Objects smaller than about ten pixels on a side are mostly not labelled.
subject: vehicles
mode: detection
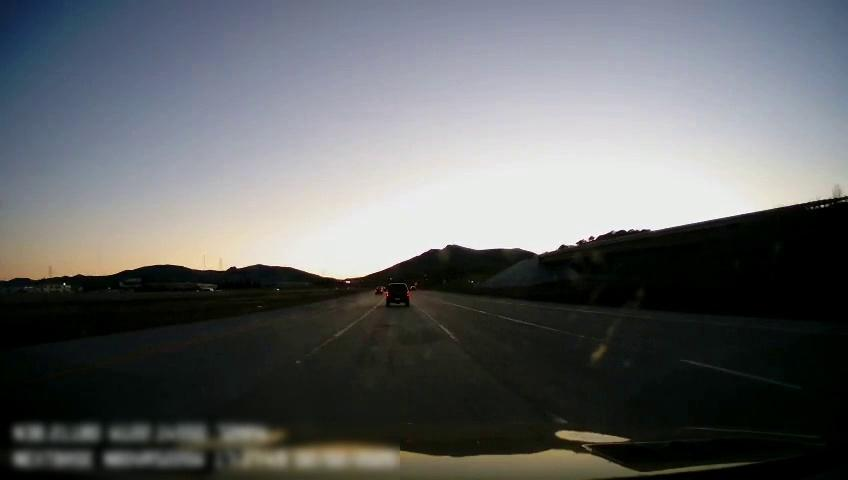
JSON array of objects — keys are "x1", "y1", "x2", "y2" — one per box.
[
  {"x1": 201, "y1": 287, "x2": 215, "y2": 292},
  {"x1": 385, "y1": 282, "x2": 410, "y2": 307}
]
